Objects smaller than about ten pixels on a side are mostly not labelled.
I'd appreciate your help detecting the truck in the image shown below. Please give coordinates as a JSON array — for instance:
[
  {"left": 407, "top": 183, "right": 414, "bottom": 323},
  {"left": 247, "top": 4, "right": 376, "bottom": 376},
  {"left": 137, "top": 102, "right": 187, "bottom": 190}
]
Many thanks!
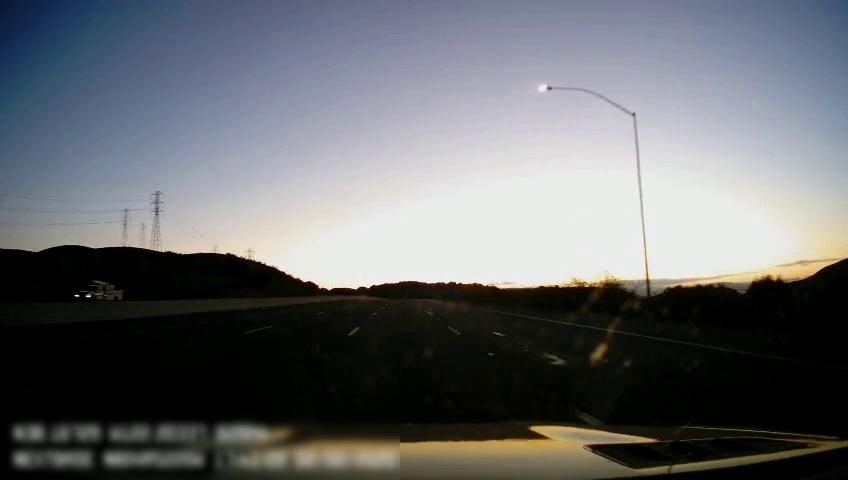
[{"left": 74, "top": 281, "right": 124, "bottom": 302}]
